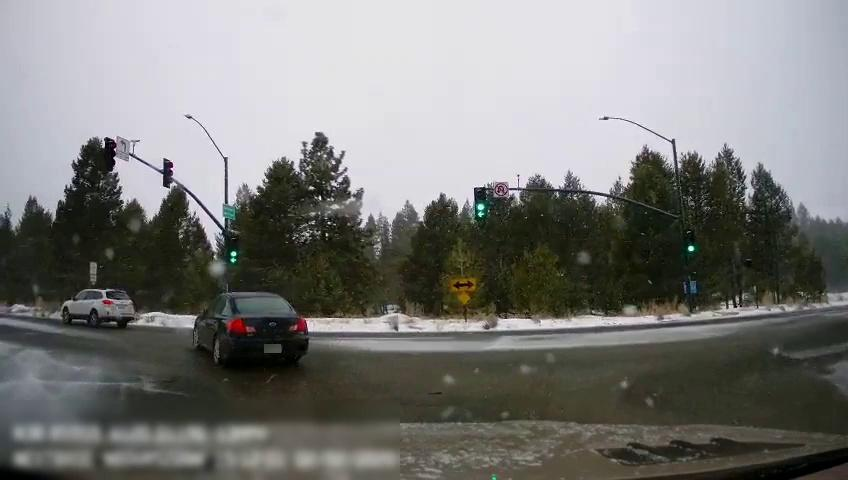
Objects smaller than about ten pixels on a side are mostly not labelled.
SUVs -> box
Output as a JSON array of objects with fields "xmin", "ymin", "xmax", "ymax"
[{"xmin": 60, "ymin": 288, "xmax": 135, "ymax": 328}]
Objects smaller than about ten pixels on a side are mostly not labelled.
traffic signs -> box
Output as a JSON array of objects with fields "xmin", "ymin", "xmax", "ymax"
[
  {"xmin": 90, "ymin": 262, "xmax": 97, "ymax": 275},
  {"xmin": 494, "ymin": 182, "xmax": 509, "ymax": 198},
  {"xmin": 116, "ymin": 135, "xmax": 130, "ymax": 162},
  {"xmin": 449, "ymin": 278, "xmax": 477, "ymax": 292},
  {"xmin": 458, "ymin": 293, "xmax": 471, "ymax": 304},
  {"xmin": 683, "ymin": 281, "xmax": 697, "ymax": 294},
  {"xmin": 222, "ymin": 203, "xmax": 236, "ymax": 220}
]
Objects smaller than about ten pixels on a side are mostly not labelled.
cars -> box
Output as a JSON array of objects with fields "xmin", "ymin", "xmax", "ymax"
[{"xmin": 193, "ymin": 292, "xmax": 309, "ymax": 368}]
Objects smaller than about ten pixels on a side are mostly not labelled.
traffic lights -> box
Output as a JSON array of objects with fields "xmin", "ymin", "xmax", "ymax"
[
  {"xmin": 103, "ymin": 136, "xmax": 116, "ymax": 171},
  {"xmin": 162, "ymin": 157, "xmax": 174, "ymax": 189},
  {"xmin": 228, "ymin": 236, "xmax": 239, "ymax": 264},
  {"xmin": 685, "ymin": 229, "xmax": 695, "ymax": 254},
  {"xmin": 473, "ymin": 187, "xmax": 487, "ymax": 218}
]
